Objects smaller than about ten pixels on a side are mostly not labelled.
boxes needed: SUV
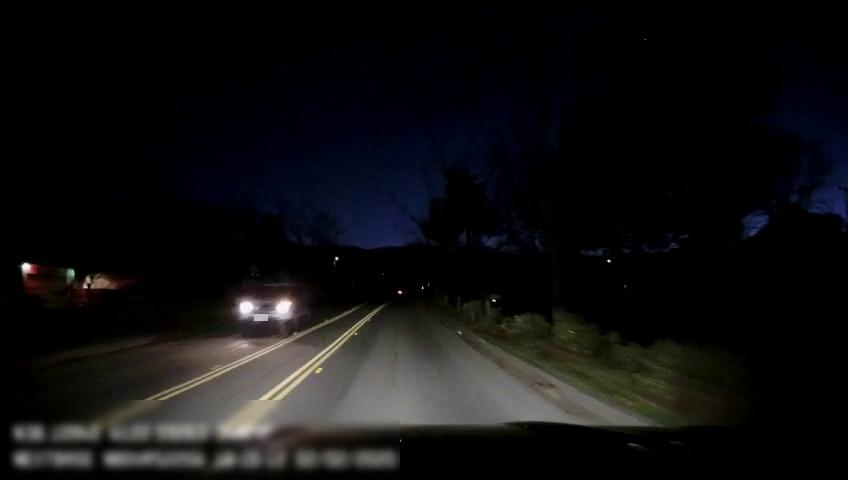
[242,282,310,322]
